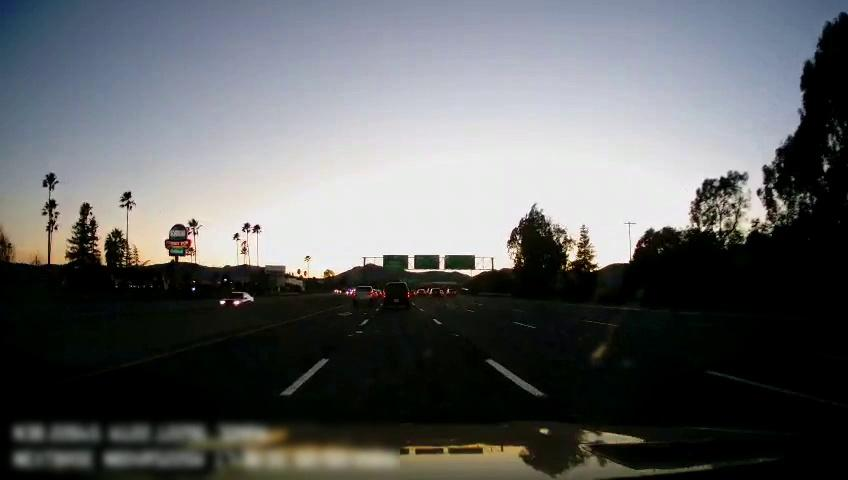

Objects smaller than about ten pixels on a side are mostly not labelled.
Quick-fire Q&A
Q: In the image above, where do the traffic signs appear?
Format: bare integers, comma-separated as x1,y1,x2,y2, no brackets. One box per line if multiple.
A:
382,254,409,271
413,254,440,270
443,254,476,271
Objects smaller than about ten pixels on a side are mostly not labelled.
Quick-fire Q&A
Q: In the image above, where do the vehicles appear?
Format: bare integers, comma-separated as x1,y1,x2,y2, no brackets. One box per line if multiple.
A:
353,285,375,304
429,287,444,299
383,281,411,309
218,291,255,307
